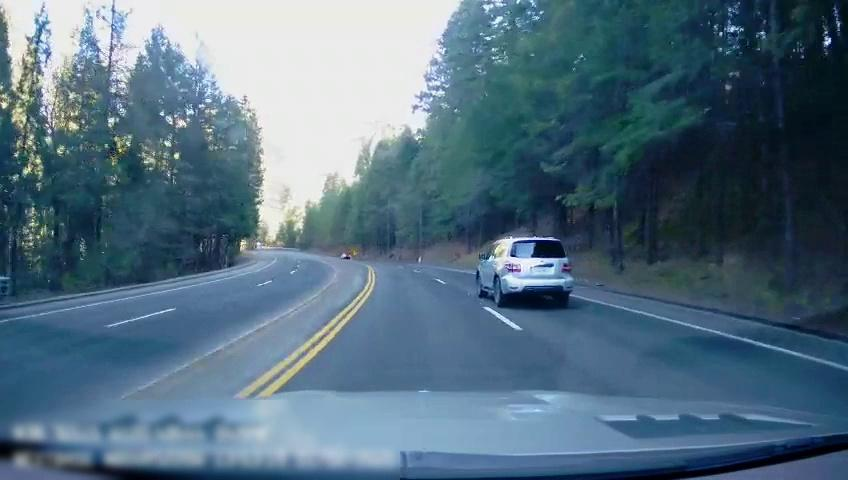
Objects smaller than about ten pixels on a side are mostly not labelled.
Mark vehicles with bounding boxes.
[339,249,352,260]
[474,236,575,309]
